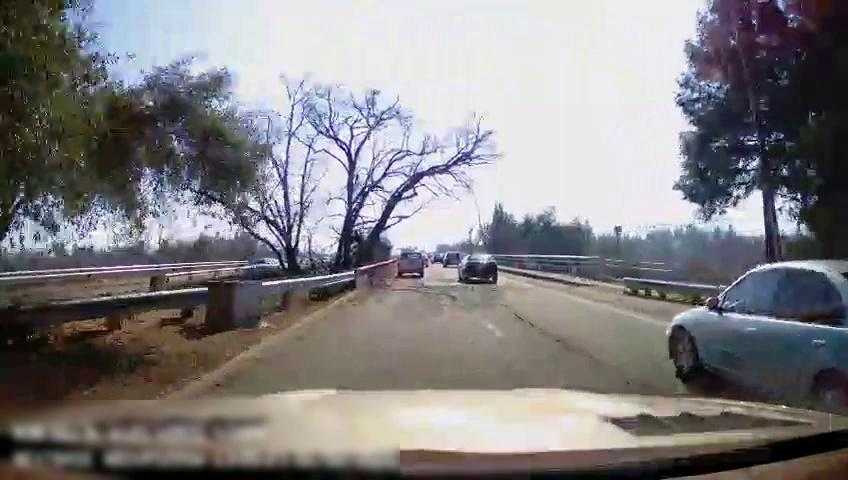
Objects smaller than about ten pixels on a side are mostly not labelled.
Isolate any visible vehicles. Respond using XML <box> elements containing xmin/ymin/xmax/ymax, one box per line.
<box><xmin>432</xmin><ymin>253</ymin><xmax>443</xmax><ymax>264</ymax></box>
<box><xmin>457</xmin><ymin>251</ymin><xmax>498</xmax><ymax>284</ymax></box>
<box><xmin>423</xmin><ymin>255</ymin><xmax>430</xmax><ymax>269</ymax></box>
<box><xmin>442</xmin><ymin>252</ymin><xmax>461</xmax><ymax>267</ymax></box>
<box><xmin>395</xmin><ymin>246</ymin><xmax>425</xmax><ymax>278</ymax></box>
<box><xmin>251</xmin><ymin>256</ymin><xmax>281</xmax><ymax>267</ymax></box>
<box><xmin>665</xmin><ymin>257</ymin><xmax>848</xmax><ymax>415</ymax></box>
